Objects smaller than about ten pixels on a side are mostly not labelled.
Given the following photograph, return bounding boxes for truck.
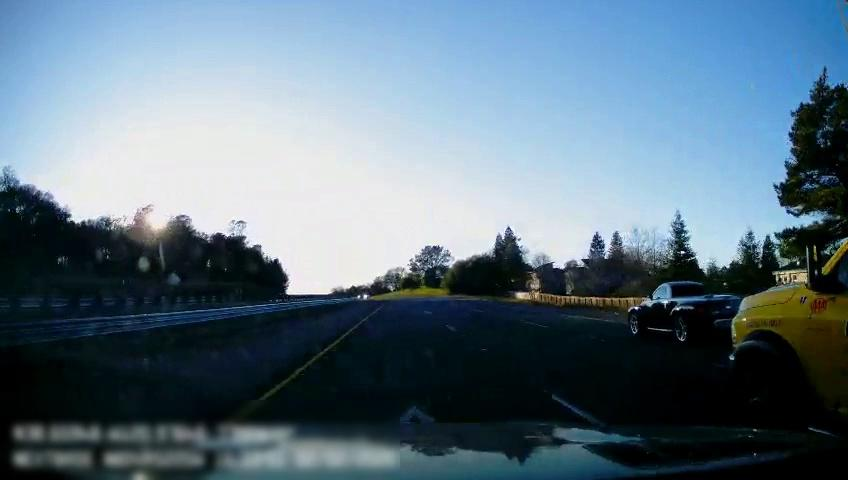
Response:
[727,241,848,435]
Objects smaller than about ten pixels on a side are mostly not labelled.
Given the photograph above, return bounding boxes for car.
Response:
[627,281,742,345]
